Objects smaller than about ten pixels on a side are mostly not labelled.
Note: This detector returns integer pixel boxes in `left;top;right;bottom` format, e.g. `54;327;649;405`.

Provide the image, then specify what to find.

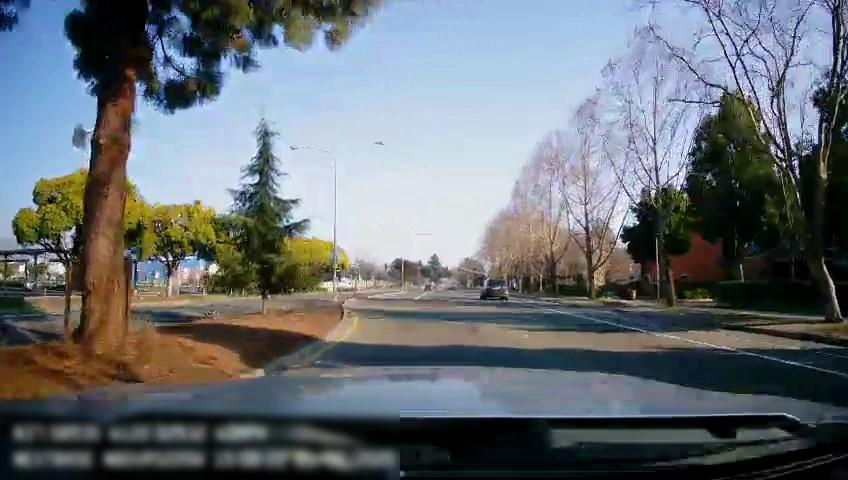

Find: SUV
479;278;508;302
